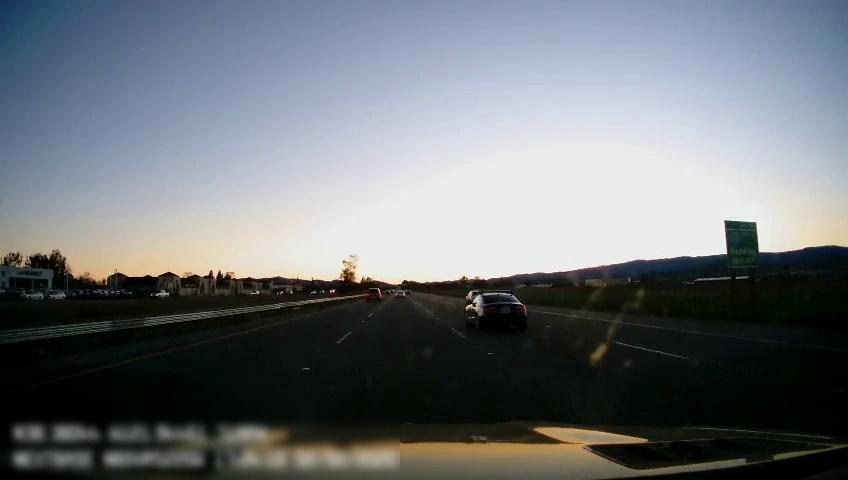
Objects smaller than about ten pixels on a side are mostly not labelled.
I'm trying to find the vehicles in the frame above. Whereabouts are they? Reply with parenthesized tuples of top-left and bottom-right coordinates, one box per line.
(394, 290, 406, 300)
(465, 291, 481, 306)
(20, 290, 44, 300)
(365, 288, 382, 302)
(44, 290, 67, 301)
(463, 291, 527, 331)
(151, 289, 169, 297)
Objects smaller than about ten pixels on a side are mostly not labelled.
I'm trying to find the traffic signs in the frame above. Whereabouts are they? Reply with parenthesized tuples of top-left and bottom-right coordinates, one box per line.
(725, 221, 759, 268)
